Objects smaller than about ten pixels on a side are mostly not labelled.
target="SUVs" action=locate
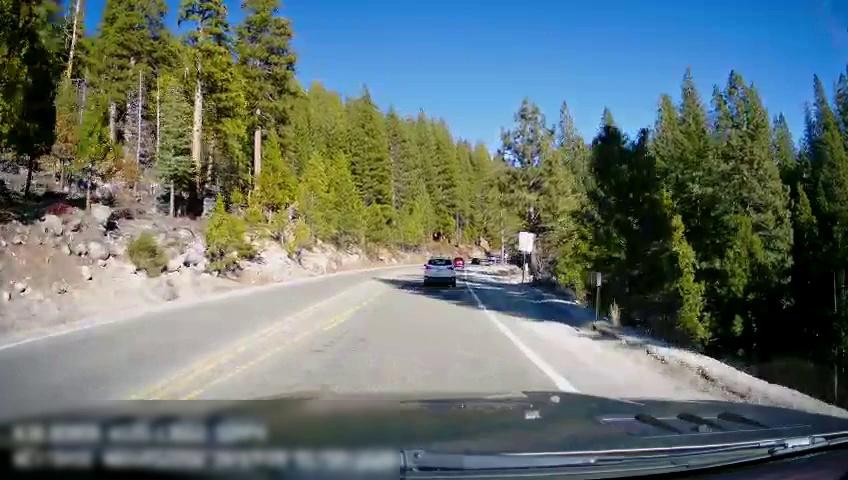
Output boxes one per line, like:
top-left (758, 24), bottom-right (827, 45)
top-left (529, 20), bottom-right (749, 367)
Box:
top-left (452, 256), bottom-right (465, 268)
top-left (423, 256), bottom-right (457, 288)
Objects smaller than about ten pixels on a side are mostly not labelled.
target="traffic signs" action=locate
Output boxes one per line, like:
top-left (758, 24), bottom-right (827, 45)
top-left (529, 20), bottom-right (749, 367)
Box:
top-left (518, 231), bottom-right (537, 254)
